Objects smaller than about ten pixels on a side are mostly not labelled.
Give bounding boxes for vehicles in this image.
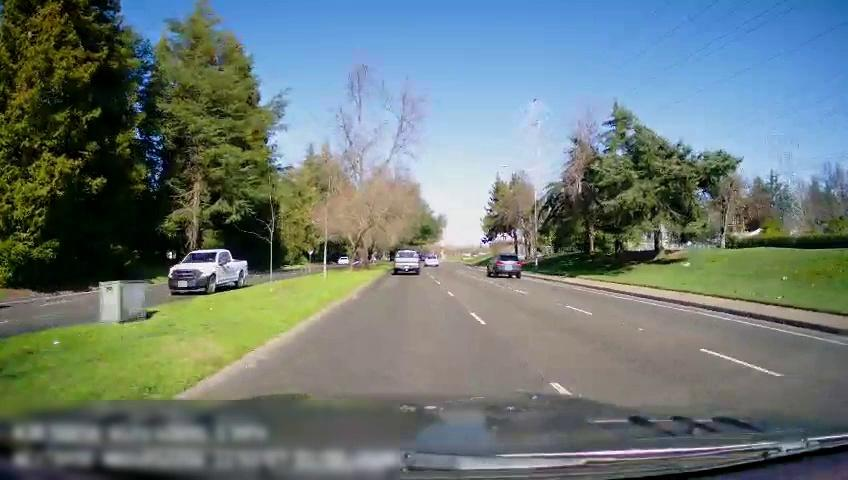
[486,253,521,279]
[337,256,351,265]
[423,255,441,267]
[393,250,419,275]
[167,250,248,296]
